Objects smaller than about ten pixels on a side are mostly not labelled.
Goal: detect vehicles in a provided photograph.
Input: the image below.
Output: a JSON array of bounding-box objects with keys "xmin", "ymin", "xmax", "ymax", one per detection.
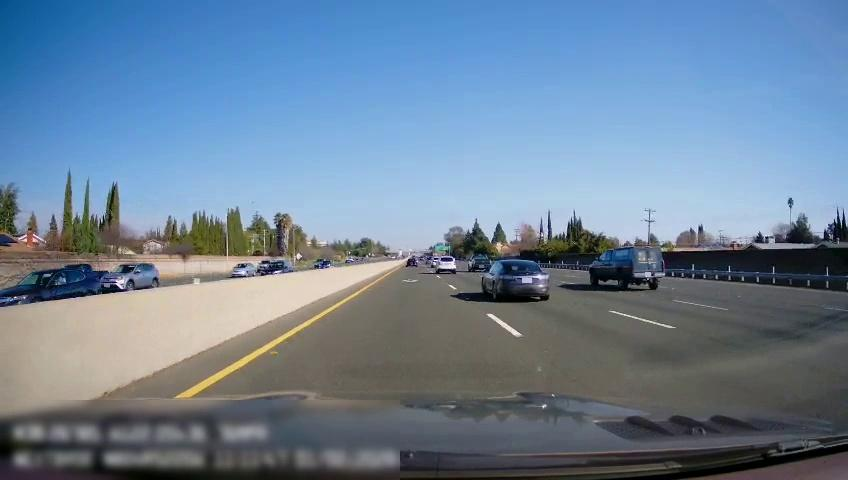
[
  {"xmin": 318, "ymin": 260, "xmax": 334, "ymax": 269},
  {"xmin": 435, "ymin": 255, "xmax": 457, "ymax": 274},
  {"xmin": 231, "ymin": 262, "xmax": 258, "ymax": 279},
  {"xmin": 481, "ymin": 259, "xmax": 551, "ymax": 302},
  {"xmin": 313, "ymin": 258, "xmax": 327, "ymax": 269},
  {"xmin": 431, "ymin": 257, "xmax": 439, "ymax": 269},
  {"xmin": 63, "ymin": 263, "xmax": 110, "ymax": 278},
  {"xmin": 466, "ymin": 256, "xmax": 492, "ymax": 272},
  {"xmin": 100, "ymin": 261, "xmax": 162, "ymax": 294},
  {"xmin": 0, "ymin": 269, "xmax": 99, "ymax": 307},
  {"xmin": 260, "ymin": 261, "xmax": 294, "ymax": 276},
  {"xmin": 404, "ymin": 256, "xmax": 418, "ymax": 268},
  {"xmin": 257, "ymin": 260, "xmax": 274, "ymax": 273},
  {"xmin": 588, "ymin": 246, "xmax": 666, "ymax": 289}
]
